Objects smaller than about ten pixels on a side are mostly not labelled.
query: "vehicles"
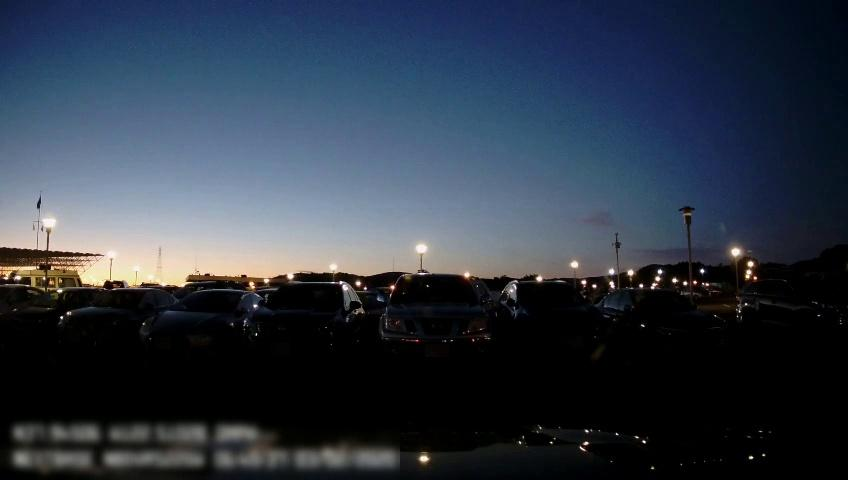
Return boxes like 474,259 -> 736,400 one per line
102,279 -> 129,290
3,288 -> 109,337
491,278 -> 614,366
52,287 -> 179,355
240,279 -> 372,373
373,271 -> 503,381
590,288 -> 738,371
137,288 -> 266,365
0,266 -> 82,294
737,276 -> 848,345
0,283 -> 47,323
